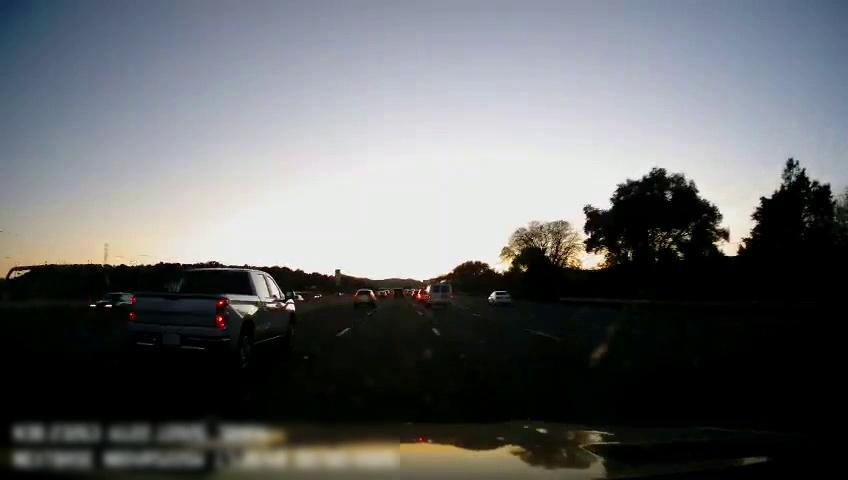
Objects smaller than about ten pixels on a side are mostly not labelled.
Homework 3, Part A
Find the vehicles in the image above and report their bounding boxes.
[294,294,304,301]
[377,290,388,299]
[416,288,424,302]
[424,284,452,309]
[487,290,511,306]
[130,267,298,373]
[88,292,133,310]
[353,289,377,309]
[392,287,404,299]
